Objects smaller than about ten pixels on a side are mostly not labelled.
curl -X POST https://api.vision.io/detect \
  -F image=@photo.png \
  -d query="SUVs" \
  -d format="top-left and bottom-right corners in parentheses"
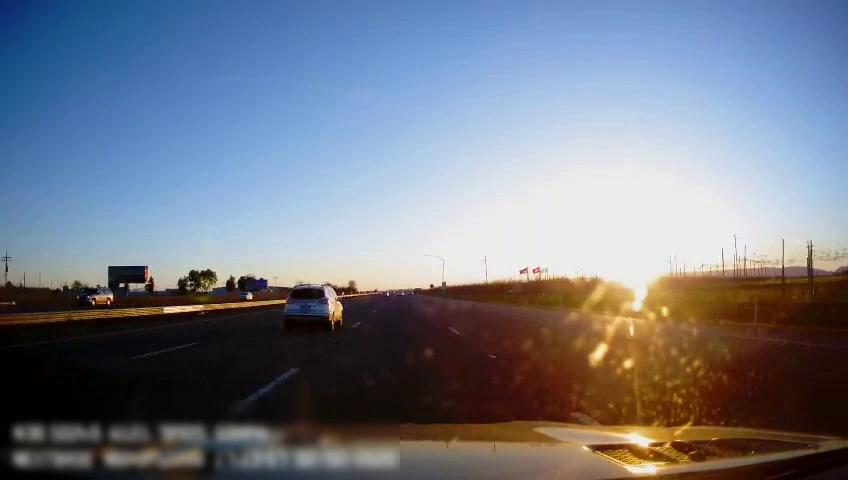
top-left (76, 287), bottom-right (114, 308)
top-left (283, 285), bottom-right (345, 332)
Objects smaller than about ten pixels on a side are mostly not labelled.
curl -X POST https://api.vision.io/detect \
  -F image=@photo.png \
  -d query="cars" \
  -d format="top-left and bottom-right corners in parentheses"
top-left (237, 292), bottom-right (254, 301)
